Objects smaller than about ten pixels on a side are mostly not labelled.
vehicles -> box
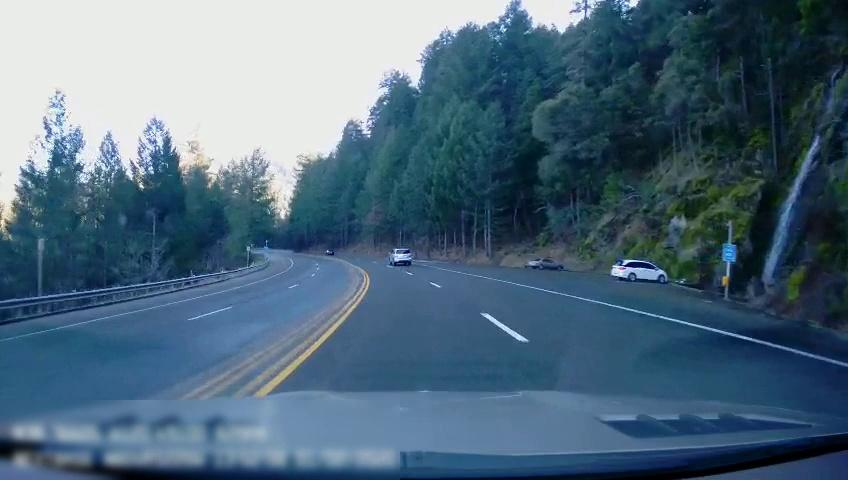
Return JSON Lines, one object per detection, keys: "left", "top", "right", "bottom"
{"left": 527, "top": 257, "right": 564, "bottom": 271}
{"left": 610, "top": 259, "right": 669, "bottom": 285}
{"left": 324, "top": 248, "right": 335, "bottom": 257}
{"left": 389, "top": 248, "right": 413, "bottom": 266}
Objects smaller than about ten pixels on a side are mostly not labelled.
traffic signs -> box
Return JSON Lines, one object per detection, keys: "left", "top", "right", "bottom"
{"left": 721, "top": 243, "right": 737, "bottom": 263}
